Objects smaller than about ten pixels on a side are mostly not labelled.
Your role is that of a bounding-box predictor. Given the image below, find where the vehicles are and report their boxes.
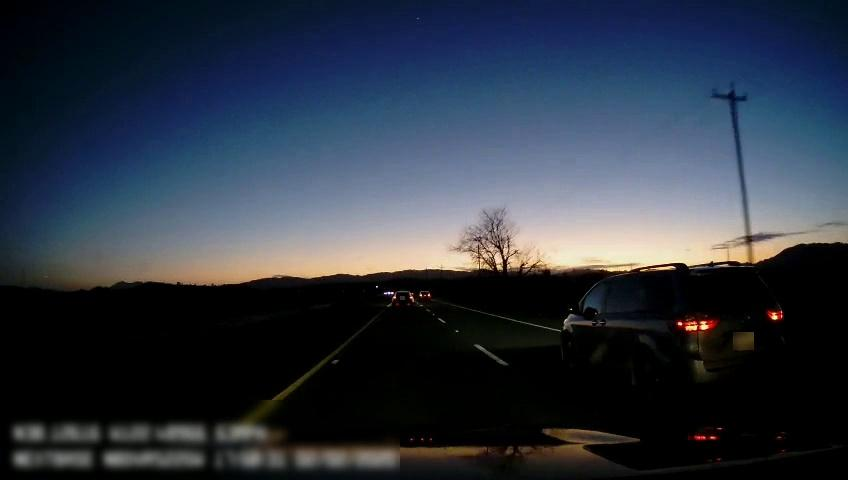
[561,264,784,403]
[391,290,415,310]
[417,290,432,303]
